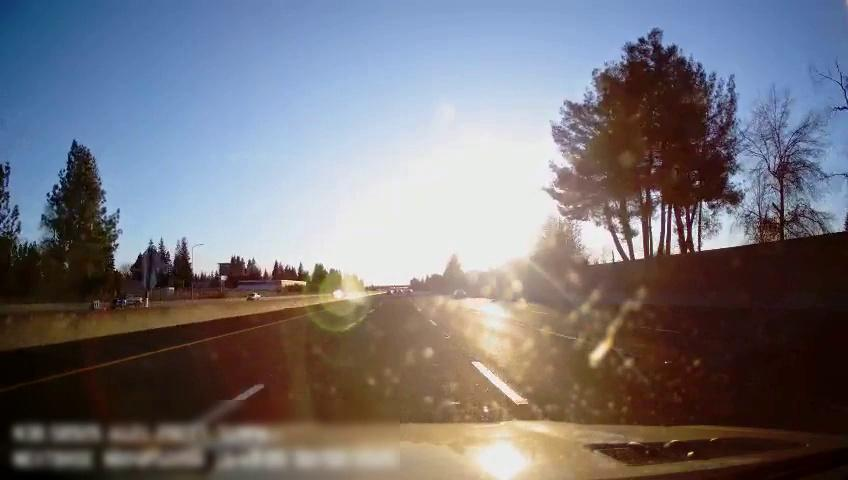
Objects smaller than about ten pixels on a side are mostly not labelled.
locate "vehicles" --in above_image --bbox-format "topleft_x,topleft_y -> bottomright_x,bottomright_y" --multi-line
245,292 -> 261,301
114,293 -> 142,308
452,289 -> 466,299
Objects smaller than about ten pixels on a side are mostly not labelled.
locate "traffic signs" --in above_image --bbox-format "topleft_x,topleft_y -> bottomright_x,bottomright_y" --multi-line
759,219 -> 781,238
